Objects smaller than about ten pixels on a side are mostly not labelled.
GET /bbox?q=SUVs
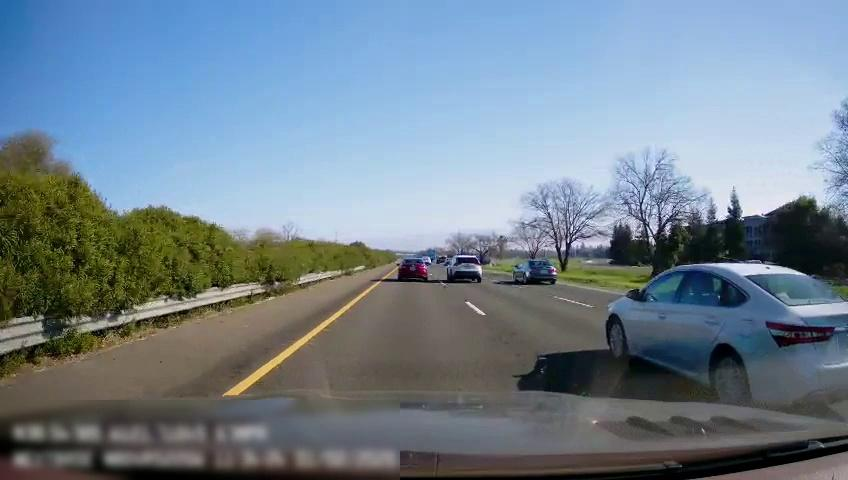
[447,255,482,282]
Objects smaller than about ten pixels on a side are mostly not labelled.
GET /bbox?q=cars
[394,258,429,282]
[512,260,558,284]
[605,262,848,410]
